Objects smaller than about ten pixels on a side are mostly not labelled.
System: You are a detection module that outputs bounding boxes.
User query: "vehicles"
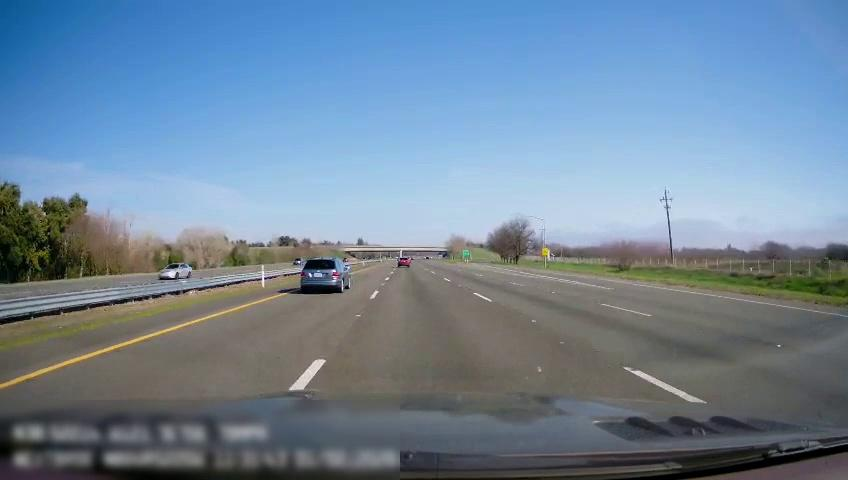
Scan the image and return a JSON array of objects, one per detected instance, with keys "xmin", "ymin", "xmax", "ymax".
[
  {"xmin": 397, "ymin": 257, "xmax": 411, "ymax": 269},
  {"xmin": 293, "ymin": 257, "xmax": 307, "ymax": 266},
  {"xmin": 299, "ymin": 256, "xmax": 352, "ymax": 295},
  {"xmin": 158, "ymin": 263, "xmax": 193, "ymax": 281}
]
